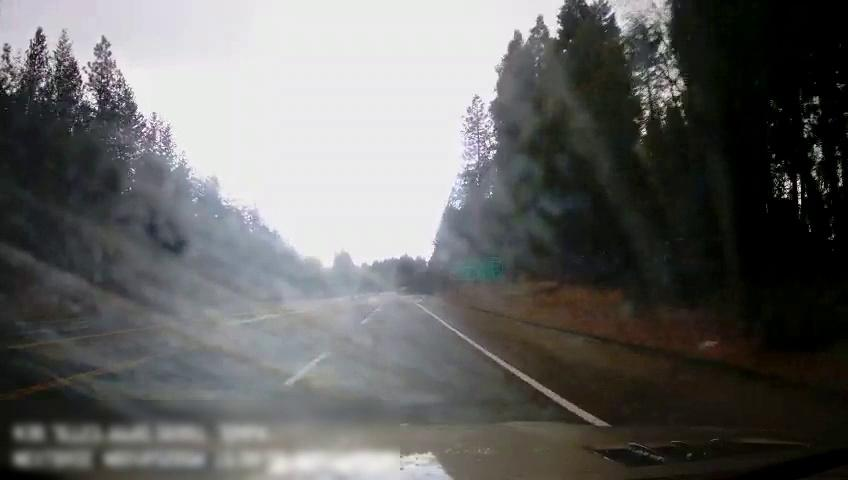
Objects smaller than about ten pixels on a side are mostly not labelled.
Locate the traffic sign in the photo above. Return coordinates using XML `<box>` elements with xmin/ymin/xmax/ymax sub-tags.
<box><xmin>450</xmin><ymin>259</ymin><xmax>505</xmax><ymax>282</ymax></box>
